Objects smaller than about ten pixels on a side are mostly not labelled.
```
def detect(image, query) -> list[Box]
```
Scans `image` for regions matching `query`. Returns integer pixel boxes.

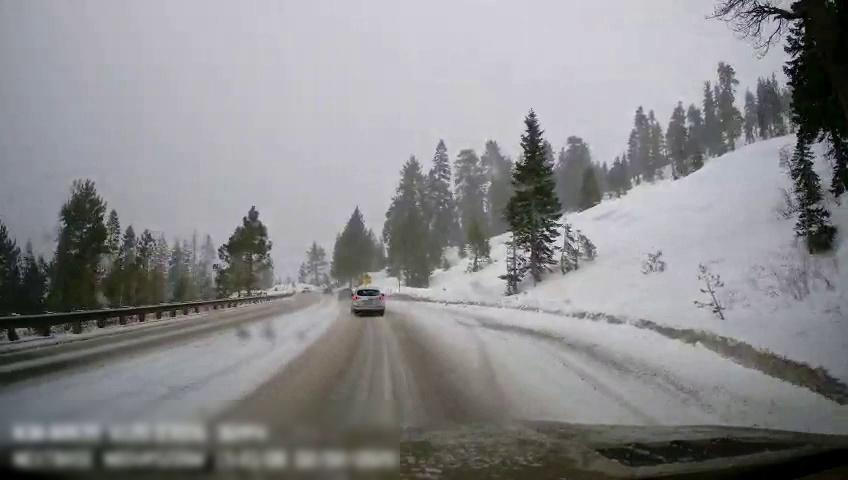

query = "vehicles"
[321,287,333,296]
[337,287,354,301]
[351,289,387,319]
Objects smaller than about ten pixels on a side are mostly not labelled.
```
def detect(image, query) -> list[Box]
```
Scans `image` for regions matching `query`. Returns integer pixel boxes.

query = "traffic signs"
[361,275,371,286]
